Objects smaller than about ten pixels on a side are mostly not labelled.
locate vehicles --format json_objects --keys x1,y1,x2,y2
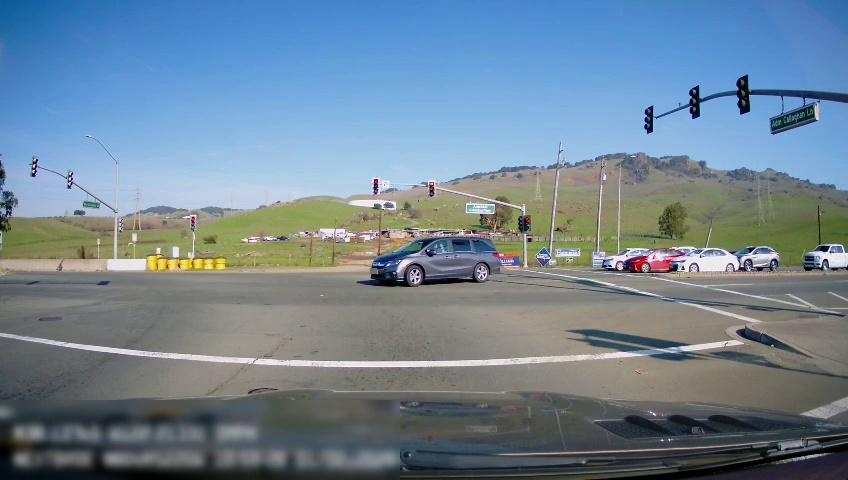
[
  {"x1": 670, "y1": 246, "x2": 697, "y2": 258},
  {"x1": 601, "y1": 247, "x2": 651, "y2": 272},
  {"x1": 670, "y1": 247, "x2": 740, "y2": 273},
  {"x1": 732, "y1": 245, "x2": 780, "y2": 273},
  {"x1": 369, "y1": 236, "x2": 502, "y2": 288},
  {"x1": 726, "y1": 250, "x2": 740, "y2": 258},
  {"x1": 802, "y1": 243, "x2": 848, "y2": 272},
  {"x1": 622, "y1": 247, "x2": 693, "y2": 273}
]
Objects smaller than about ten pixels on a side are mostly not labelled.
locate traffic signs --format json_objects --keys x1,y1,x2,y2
[
  {"x1": 82, "y1": 199, "x2": 101, "y2": 209},
  {"x1": 464, "y1": 201, "x2": 497, "y2": 216},
  {"x1": 768, "y1": 100, "x2": 821, "y2": 135}
]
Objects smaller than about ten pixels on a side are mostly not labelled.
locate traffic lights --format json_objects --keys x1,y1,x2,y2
[
  {"x1": 687, "y1": 84, "x2": 702, "y2": 120},
  {"x1": 516, "y1": 215, "x2": 525, "y2": 232},
  {"x1": 30, "y1": 156, "x2": 40, "y2": 178},
  {"x1": 66, "y1": 169, "x2": 75, "y2": 190},
  {"x1": 735, "y1": 74, "x2": 751, "y2": 115},
  {"x1": 523, "y1": 214, "x2": 532, "y2": 232},
  {"x1": 189, "y1": 214, "x2": 198, "y2": 232},
  {"x1": 371, "y1": 176, "x2": 382, "y2": 196},
  {"x1": 117, "y1": 215, "x2": 125, "y2": 233},
  {"x1": 426, "y1": 178, "x2": 437, "y2": 197},
  {"x1": 643, "y1": 104, "x2": 655, "y2": 135}
]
